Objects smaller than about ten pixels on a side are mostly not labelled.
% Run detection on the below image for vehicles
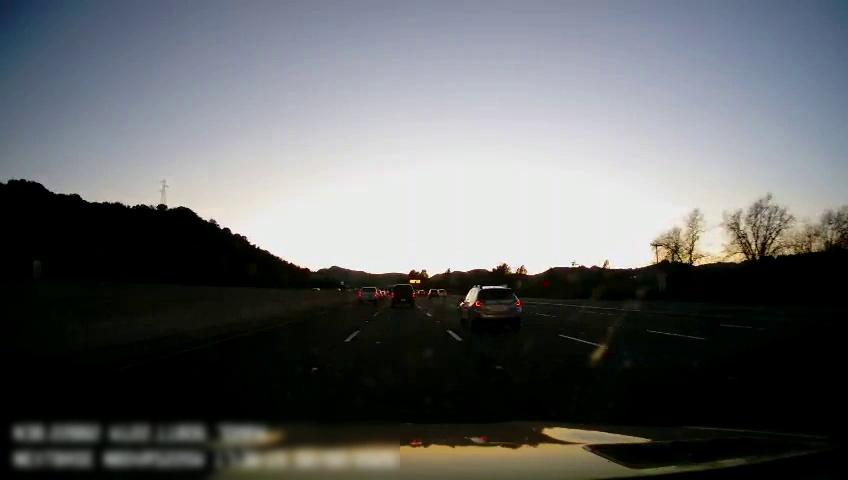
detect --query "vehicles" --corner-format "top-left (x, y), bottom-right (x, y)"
top-left (358, 286), bottom-right (380, 304)
top-left (378, 289), bottom-right (383, 301)
top-left (438, 288), bottom-right (447, 297)
top-left (427, 288), bottom-right (439, 298)
top-left (390, 284), bottom-right (416, 308)
top-left (458, 285), bottom-right (522, 328)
